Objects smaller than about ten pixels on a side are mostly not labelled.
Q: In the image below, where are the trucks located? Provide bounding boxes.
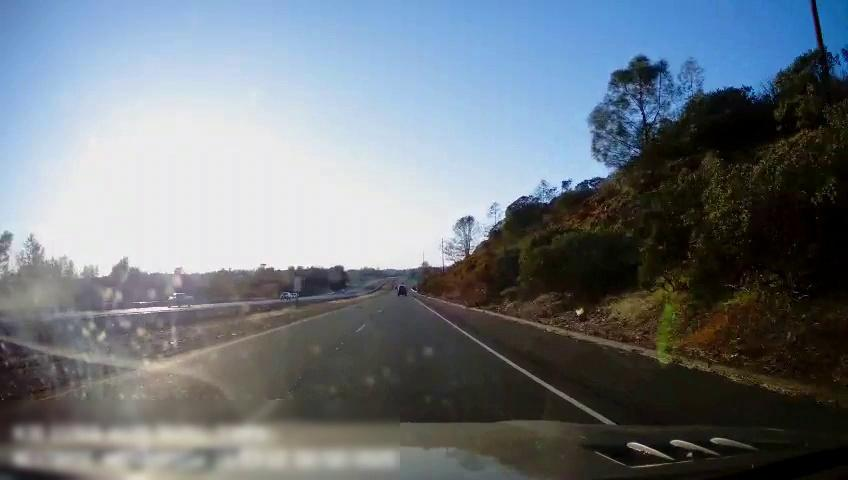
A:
[397,285,408,296]
[168,292,193,308]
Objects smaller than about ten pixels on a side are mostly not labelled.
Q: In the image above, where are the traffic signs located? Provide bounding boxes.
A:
[294,277,301,292]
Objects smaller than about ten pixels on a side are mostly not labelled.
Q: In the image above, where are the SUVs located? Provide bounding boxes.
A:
[280,292,291,300]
